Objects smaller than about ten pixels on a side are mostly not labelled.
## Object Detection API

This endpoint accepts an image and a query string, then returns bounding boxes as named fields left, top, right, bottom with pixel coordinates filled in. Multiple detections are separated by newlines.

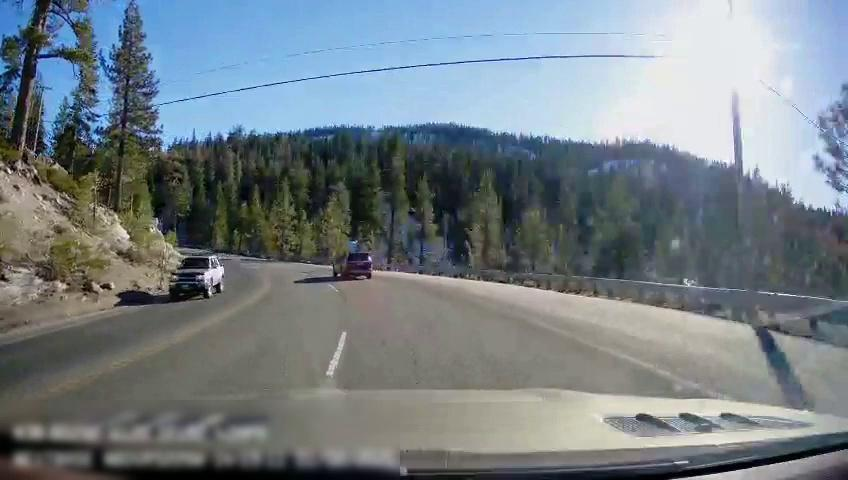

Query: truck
left=167, top=254, right=225, bottom=300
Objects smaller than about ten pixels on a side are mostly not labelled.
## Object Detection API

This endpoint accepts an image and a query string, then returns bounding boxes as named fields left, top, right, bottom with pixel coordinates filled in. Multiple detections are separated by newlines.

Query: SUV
left=330, top=248, right=374, bottom=280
